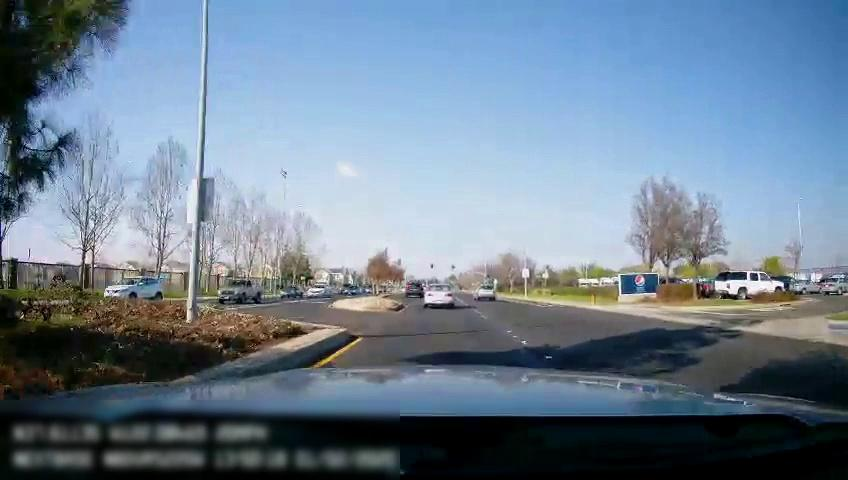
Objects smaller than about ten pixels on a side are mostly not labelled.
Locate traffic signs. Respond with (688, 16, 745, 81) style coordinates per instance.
(521, 267, 531, 279)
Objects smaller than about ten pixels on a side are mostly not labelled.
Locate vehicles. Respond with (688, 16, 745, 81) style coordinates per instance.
(789, 278, 825, 295)
(103, 275, 163, 303)
(820, 277, 848, 296)
(333, 283, 354, 295)
(403, 279, 426, 299)
(474, 284, 497, 302)
(422, 281, 457, 310)
(306, 283, 335, 298)
(279, 284, 304, 300)
(713, 269, 787, 300)
(694, 278, 719, 298)
(343, 285, 361, 297)
(216, 278, 263, 305)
